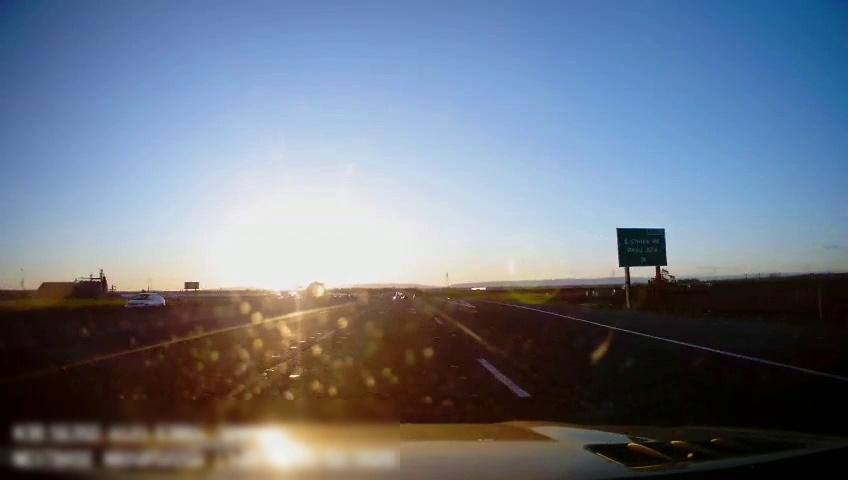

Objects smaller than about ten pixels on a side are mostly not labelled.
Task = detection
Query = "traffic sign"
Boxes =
[616,228,668,268]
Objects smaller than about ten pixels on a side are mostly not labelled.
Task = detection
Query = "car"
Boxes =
[125,292,165,310]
